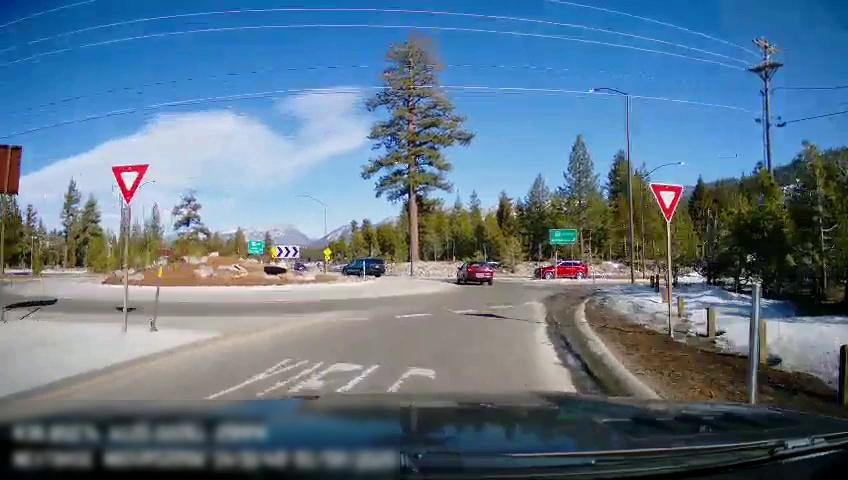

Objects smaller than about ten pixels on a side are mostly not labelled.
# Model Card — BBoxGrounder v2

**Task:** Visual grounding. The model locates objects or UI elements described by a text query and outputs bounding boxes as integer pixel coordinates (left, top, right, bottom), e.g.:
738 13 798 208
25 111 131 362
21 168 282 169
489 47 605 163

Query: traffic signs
275 245 301 259
248 240 265 256
649 182 685 223
548 228 579 245
110 164 150 207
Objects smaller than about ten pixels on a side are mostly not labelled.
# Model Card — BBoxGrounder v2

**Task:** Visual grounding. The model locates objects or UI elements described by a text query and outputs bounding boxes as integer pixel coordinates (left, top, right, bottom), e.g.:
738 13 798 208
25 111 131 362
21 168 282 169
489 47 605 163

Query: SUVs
534 259 590 280
342 257 386 278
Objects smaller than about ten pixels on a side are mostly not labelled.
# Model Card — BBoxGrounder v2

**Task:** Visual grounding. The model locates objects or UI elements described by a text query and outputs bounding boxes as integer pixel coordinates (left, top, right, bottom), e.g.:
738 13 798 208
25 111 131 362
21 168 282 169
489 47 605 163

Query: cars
455 261 495 286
